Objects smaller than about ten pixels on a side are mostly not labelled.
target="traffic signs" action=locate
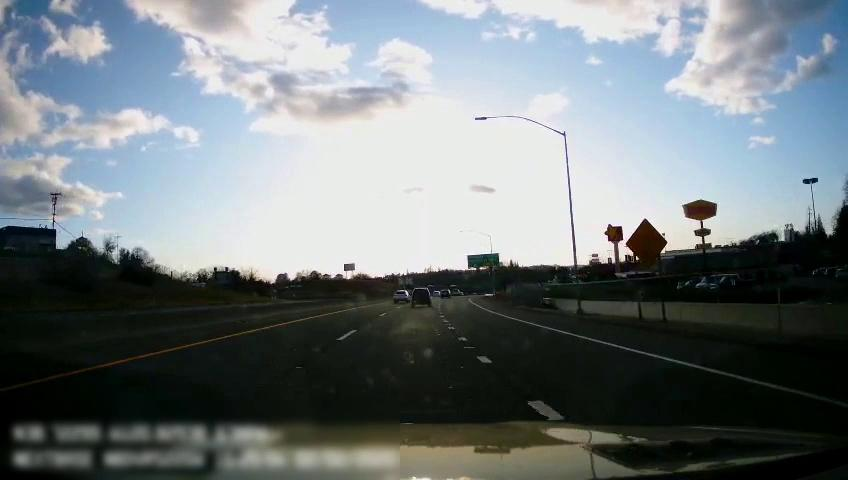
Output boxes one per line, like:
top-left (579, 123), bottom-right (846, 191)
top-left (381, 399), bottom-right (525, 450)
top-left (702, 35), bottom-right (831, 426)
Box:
top-left (625, 216), bottom-right (669, 268)
top-left (465, 252), bottom-right (499, 268)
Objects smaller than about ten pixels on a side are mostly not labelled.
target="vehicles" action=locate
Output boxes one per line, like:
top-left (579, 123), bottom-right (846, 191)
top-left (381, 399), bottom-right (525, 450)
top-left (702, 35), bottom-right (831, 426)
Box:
top-left (394, 290), bottom-right (411, 303)
top-left (441, 289), bottom-right (452, 299)
top-left (411, 287), bottom-right (432, 307)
